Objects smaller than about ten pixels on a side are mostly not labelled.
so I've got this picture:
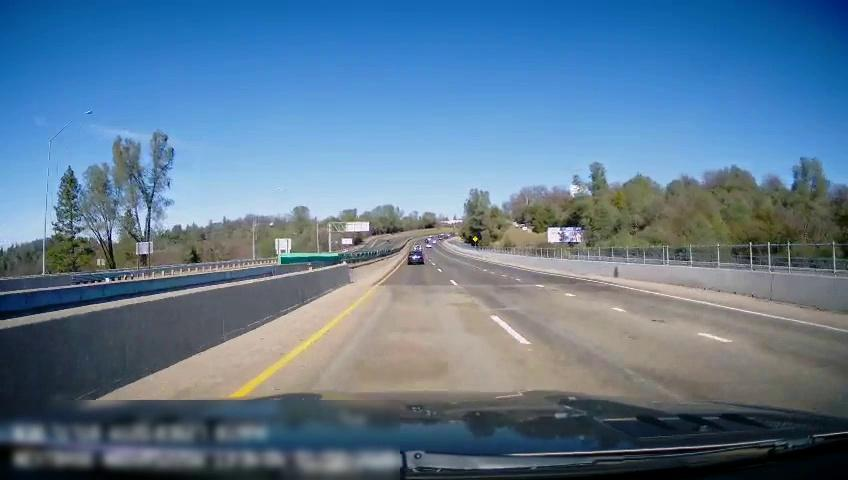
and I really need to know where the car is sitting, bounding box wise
[406,250,424,265]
